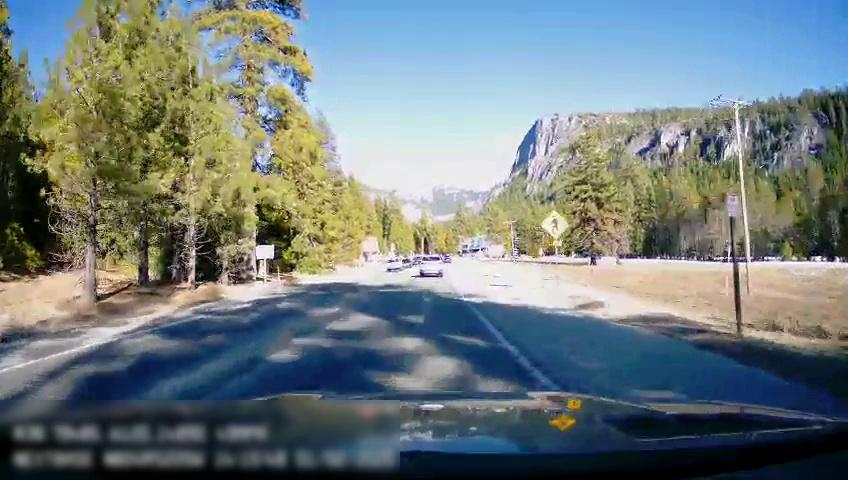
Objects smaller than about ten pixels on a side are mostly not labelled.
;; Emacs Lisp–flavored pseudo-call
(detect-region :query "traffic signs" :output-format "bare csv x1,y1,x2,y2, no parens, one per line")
727,195,737,217
542,210,568,239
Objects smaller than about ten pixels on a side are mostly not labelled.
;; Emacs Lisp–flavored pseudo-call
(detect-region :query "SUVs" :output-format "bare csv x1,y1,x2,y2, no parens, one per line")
419,254,444,278
384,256,403,273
